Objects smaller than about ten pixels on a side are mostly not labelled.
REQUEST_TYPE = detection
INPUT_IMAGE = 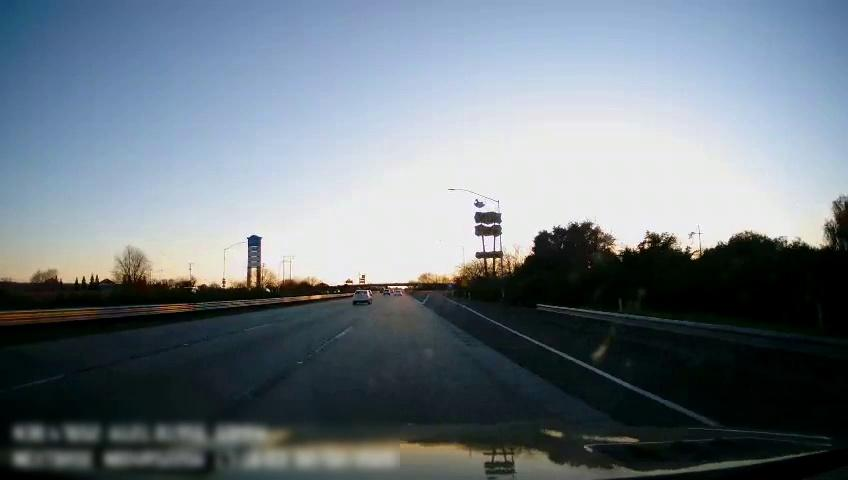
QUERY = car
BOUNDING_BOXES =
[352,289,373,306]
